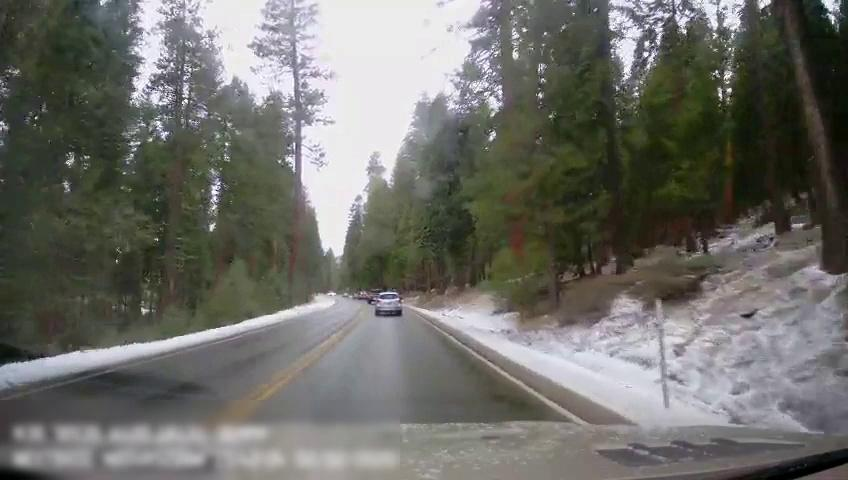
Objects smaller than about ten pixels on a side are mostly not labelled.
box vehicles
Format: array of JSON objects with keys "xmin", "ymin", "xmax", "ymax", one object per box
[
  {"xmin": 366, "ymin": 289, "xmax": 380, "ymax": 304},
  {"xmin": 374, "ymin": 291, "xmax": 404, "ymax": 317},
  {"xmin": 356, "ymin": 290, "xmax": 367, "ymax": 300}
]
